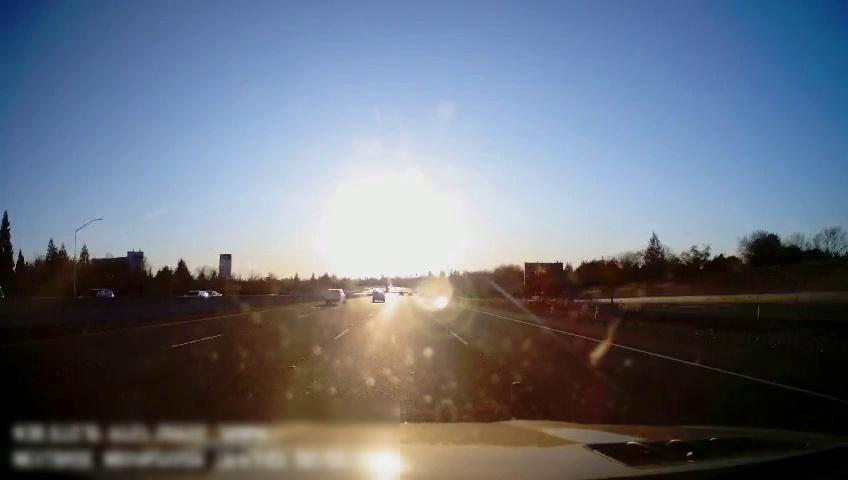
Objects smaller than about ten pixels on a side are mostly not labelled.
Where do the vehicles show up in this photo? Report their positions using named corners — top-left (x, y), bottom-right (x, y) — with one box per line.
top-left (78, 289), bottom-right (113, 298)
top-left (0, 287), bottom-right (7, 298)
top-left (372, 290), bottom-right (385, 302)
top-left (325, 288), bottom-right (346, 304)
top-left (183, 290), bottom-right (208, 298)
top-left (203, 289), bottom-right (222, 298)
